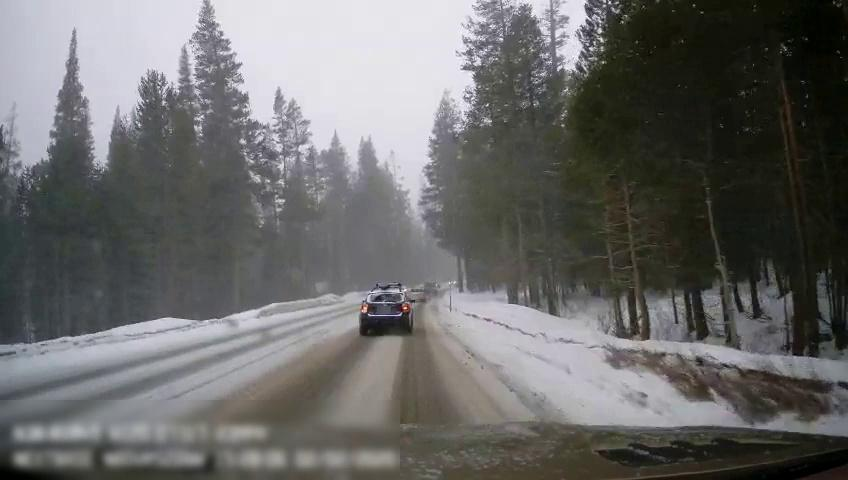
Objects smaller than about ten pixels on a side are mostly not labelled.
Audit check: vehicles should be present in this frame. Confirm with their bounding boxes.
[407,287,427,303]
[422,280,439,296]
[358,282,417,336]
